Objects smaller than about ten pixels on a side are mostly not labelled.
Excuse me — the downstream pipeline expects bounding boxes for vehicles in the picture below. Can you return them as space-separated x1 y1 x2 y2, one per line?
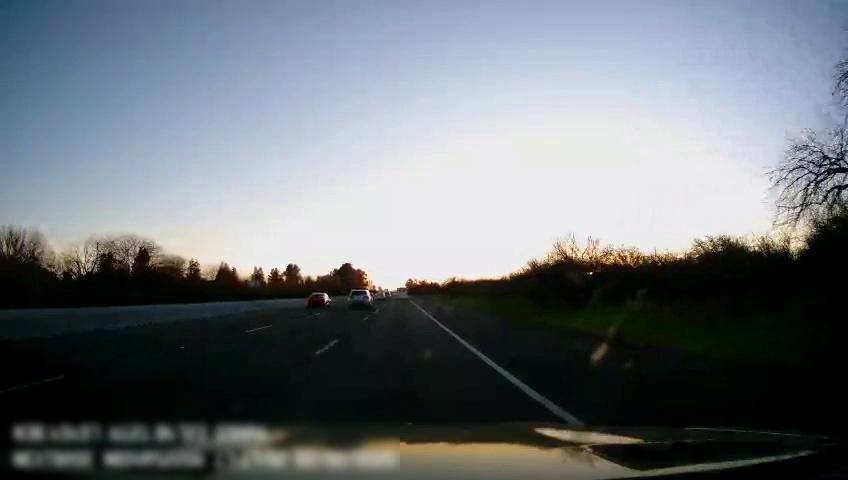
346 289 373 311
307 292 332 310
396 287 409 300
375 291 387 301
